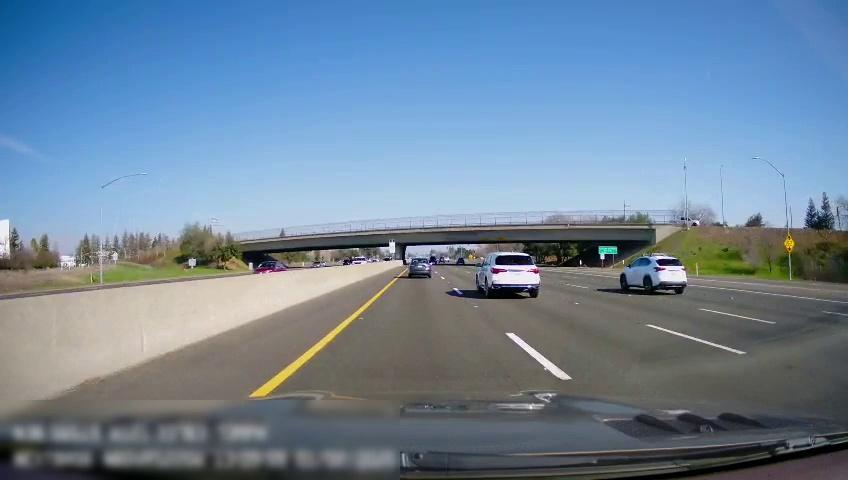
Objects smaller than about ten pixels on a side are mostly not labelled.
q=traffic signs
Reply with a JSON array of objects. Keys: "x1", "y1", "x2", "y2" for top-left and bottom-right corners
[
  {"x1": 784, "y1": 234, "x2": 795, "y2": 253},
  {"x1": 599, "y1": 246, "x2": 618, "y2": 256},
  {"x1": 387, "y1": 239, "x2": 394, "y2": 253}
]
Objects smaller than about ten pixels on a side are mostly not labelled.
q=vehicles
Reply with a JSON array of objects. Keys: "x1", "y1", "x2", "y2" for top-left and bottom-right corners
[
  {"x1": 254, "y1": 259, "x2": 287, "y2": 274},
  {"x1": 618, "y1": 256, "x2": 688, "y2": 295},
  {"x1": 475, "y1": 252, "x2": 541, "y2": 299},
  {"x1": 352, "y1": 256, "x2": 367, "y2": 265},
  {"x1": 407, "y1": 256, "x2": 433, "y2": 280}
]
